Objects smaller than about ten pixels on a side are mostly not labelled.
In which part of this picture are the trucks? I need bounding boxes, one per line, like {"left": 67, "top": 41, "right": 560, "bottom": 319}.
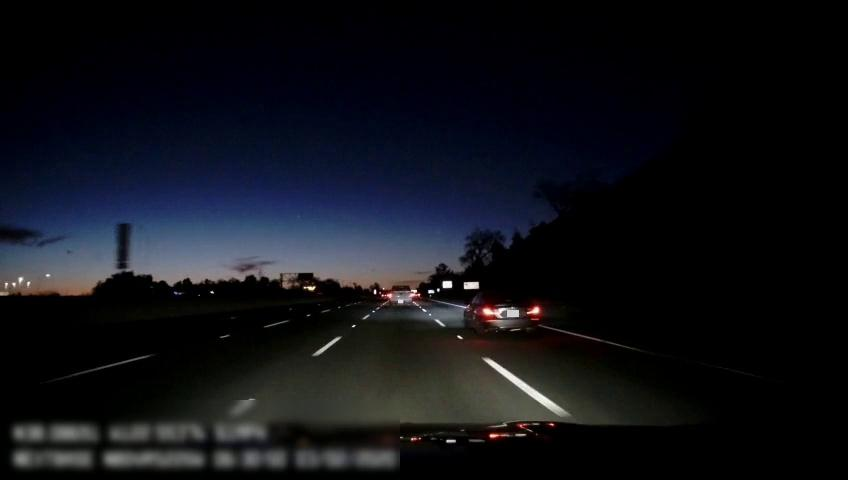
{"left": 386, "top": 284, "right": 416, "bottom": 310}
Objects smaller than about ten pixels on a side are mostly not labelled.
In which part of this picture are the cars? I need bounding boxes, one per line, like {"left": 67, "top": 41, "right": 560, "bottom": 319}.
{"left": 462, "top": 285, "right": 544, "bottom": 338}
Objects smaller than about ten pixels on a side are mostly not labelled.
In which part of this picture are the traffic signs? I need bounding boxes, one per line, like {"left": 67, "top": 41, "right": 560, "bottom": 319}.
{"left": 463, "top": 281, "right": 479, "bottom": 290}
{"left": 442, "top": 280, "right": 453, "bottom": 289}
